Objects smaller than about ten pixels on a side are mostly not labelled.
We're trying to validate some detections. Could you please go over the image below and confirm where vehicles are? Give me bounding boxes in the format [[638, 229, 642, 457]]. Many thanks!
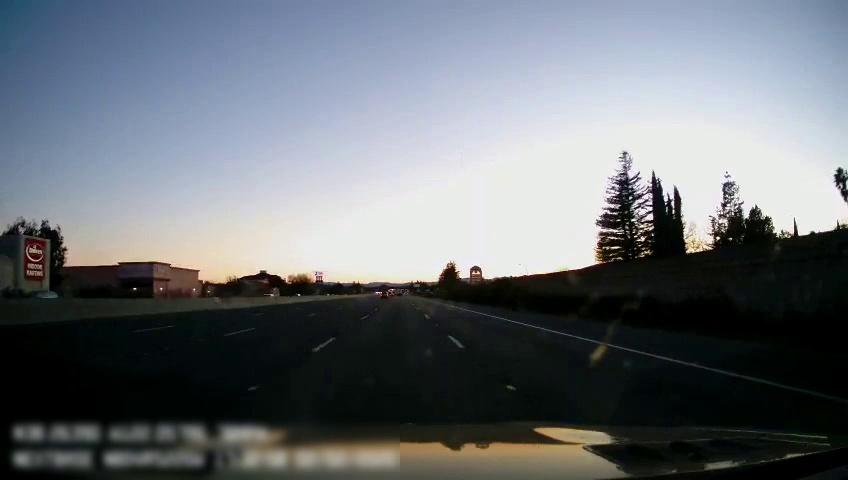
[[21, 290, 58, 300], [261, 294, 275, 299]]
